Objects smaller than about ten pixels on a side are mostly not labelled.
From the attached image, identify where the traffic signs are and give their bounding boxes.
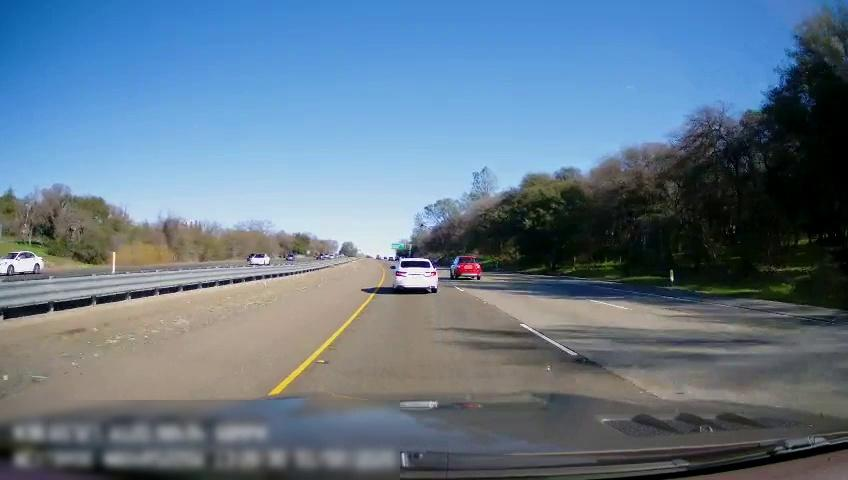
[392,242,407,249]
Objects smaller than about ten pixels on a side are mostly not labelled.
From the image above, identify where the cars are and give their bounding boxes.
[0,251,44,277]
[448,256,482,281]
[390,258,438,295]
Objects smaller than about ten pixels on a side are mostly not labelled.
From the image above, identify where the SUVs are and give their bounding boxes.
[248,252,271,268]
